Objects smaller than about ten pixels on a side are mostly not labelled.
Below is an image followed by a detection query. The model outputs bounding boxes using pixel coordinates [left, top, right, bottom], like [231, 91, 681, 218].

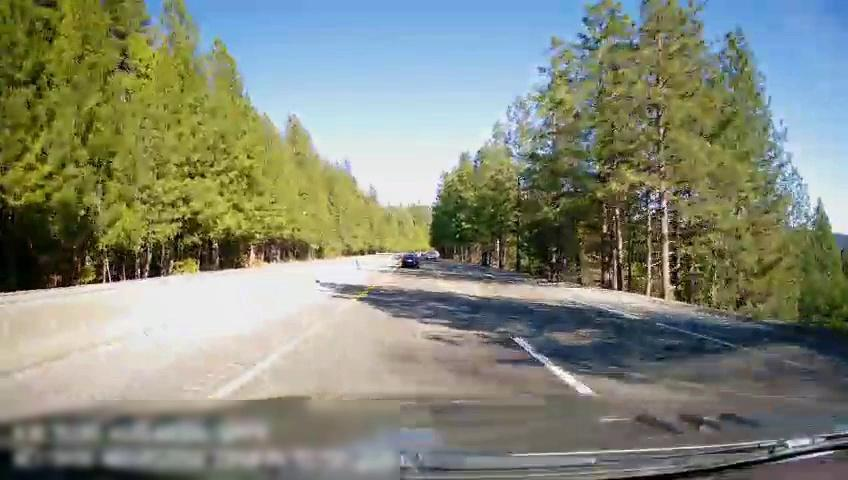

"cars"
[400, 255, 419, 270]
[425, 250, 437, 260]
